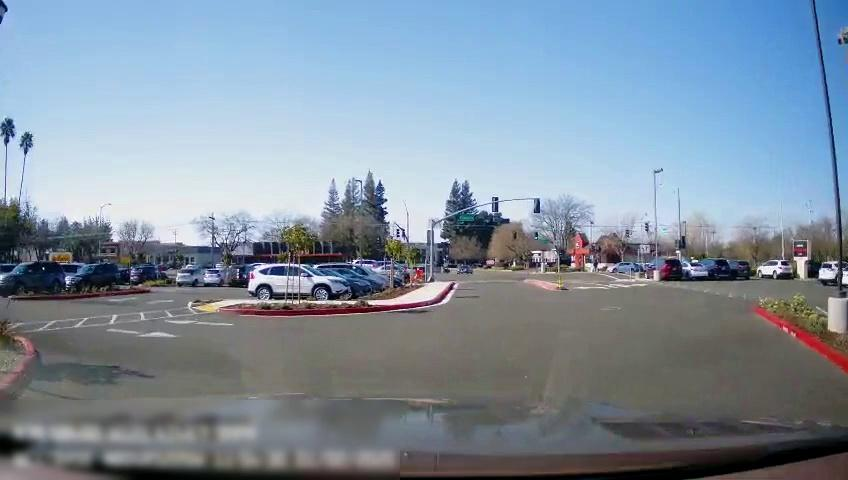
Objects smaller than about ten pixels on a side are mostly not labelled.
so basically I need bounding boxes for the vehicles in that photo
[681,261,709,280]
[700,258,732,281]
[609,262,639,273]
[64,262,121,291]
[316,268,373,296]
[248,263,351,301]
[230,266,257,283]
[818,261,848,287]
[0,263,19,273]
[176,268,205,287]
[58,263,85,274]
[650,258,682,280]
[203,268,224,287]
[756,260,793,280]
[728,261,751,280]
[315,267,384,292]
[635,263,652,273]
[352,259,382,269]
[310,262,391,289]
[0,261,65,295]
[369,264,397,279]
[129,264,167,285]
[120,268,133,282]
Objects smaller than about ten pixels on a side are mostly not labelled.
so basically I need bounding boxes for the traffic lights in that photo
[644,221,649,232]
[491,196,499,213]
[534,199,541,213]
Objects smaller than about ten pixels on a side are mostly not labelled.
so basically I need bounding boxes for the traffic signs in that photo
[659,227,669,238]
[459,213,475,221]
